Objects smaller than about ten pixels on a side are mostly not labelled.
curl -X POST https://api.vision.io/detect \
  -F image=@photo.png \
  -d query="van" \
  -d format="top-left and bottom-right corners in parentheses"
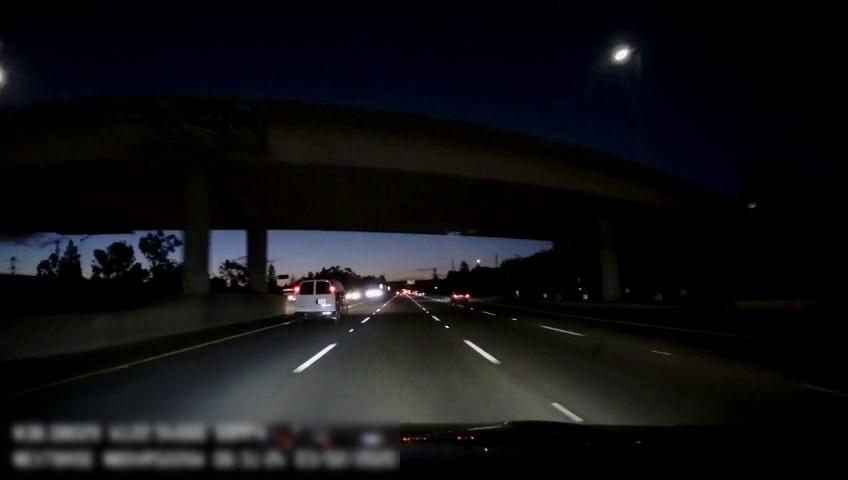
top-left (292, 278), bottom-right (348, 323)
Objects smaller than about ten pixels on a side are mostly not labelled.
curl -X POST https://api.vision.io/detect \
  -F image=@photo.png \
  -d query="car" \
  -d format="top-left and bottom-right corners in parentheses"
top-left (449, 291), bottom-right (471, 306)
